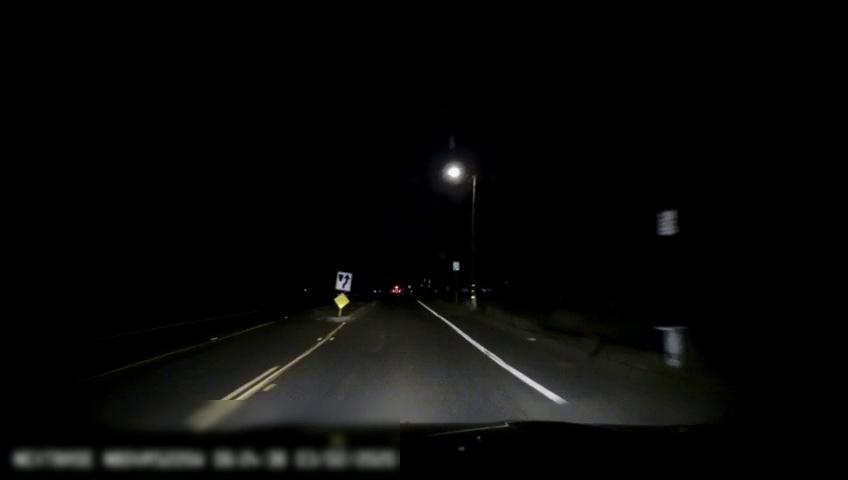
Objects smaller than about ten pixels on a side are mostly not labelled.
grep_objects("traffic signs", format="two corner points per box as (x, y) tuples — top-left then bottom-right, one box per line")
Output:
(660, 211), (676, 236)
(452, 261), (460, 272)
(332, 293), (350, 310)
(335, 271), (353, 293)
